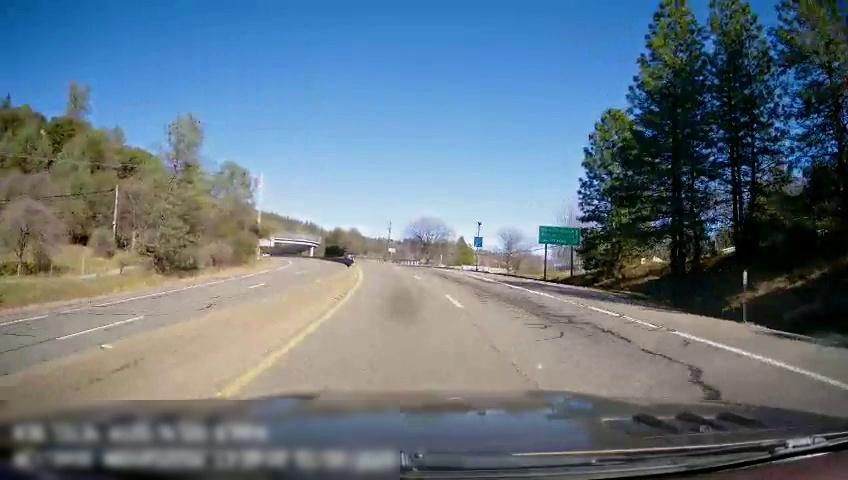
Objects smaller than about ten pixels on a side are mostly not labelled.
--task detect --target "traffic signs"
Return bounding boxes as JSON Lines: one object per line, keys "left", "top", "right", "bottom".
{"left": 473, "top": 236, "right": 483, "bottom": 248}
{"left": 537, "top": 224, "right": 581, "bottom": 247}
